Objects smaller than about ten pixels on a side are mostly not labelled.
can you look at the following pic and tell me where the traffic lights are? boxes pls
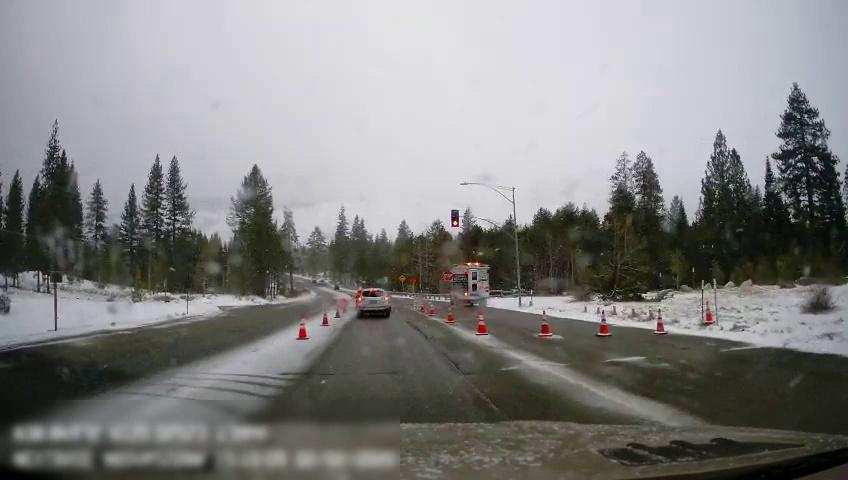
[451,208,461,228]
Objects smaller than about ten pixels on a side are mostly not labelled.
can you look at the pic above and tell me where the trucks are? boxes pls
[443,264,491,307]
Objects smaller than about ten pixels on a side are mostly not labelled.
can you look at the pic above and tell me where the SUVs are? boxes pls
[356,287,392,318]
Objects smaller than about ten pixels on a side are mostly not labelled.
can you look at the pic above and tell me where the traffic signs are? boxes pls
[452,274,468,284]
[442,271,452,282]
[479,272,490,282]
[413,298,422,310]
[453,282,468,290]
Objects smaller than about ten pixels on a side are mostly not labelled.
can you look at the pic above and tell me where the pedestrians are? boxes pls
[355,289,362,298]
